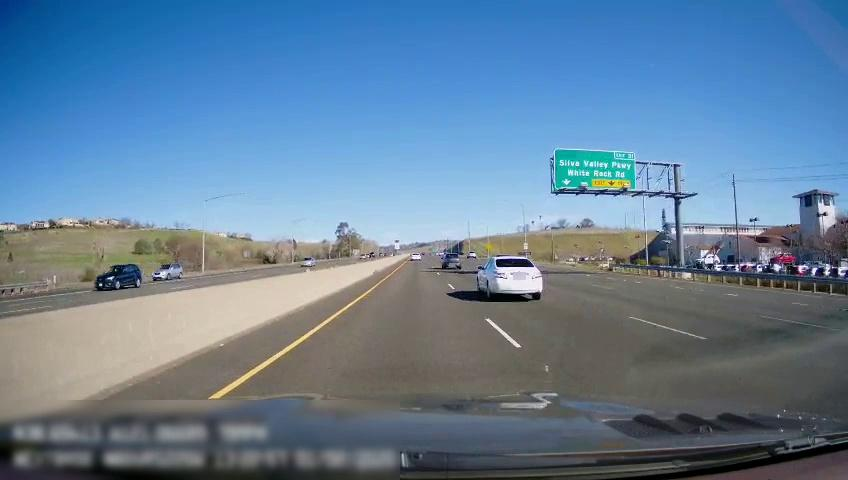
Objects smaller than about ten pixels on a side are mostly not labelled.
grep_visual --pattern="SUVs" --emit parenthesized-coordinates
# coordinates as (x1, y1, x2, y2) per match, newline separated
(411, 252, 422, 261)
(466, 250, 476, 259)
(94, 264, 142, 292)
(151, 264, 184, 281)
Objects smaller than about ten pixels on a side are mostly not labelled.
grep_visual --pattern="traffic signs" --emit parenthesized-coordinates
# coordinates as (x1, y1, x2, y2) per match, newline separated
(554, 147, 638, 191)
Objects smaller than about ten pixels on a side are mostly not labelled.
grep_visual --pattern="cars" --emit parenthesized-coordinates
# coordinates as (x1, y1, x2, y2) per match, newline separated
(301, 256, 315, 267)
(476, 255, 544, 302)
(442, 253, 462, 270)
